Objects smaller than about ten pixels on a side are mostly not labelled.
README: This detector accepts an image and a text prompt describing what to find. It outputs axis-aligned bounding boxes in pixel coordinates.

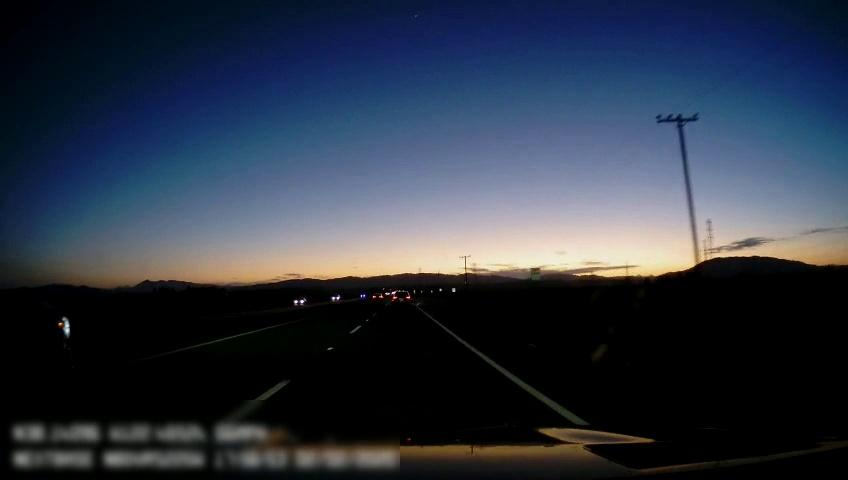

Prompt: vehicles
[0,289,79,399]
[392,290,412,306]
[330,293,343,302]
[293,295,308,306]
[372,292,384,301]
